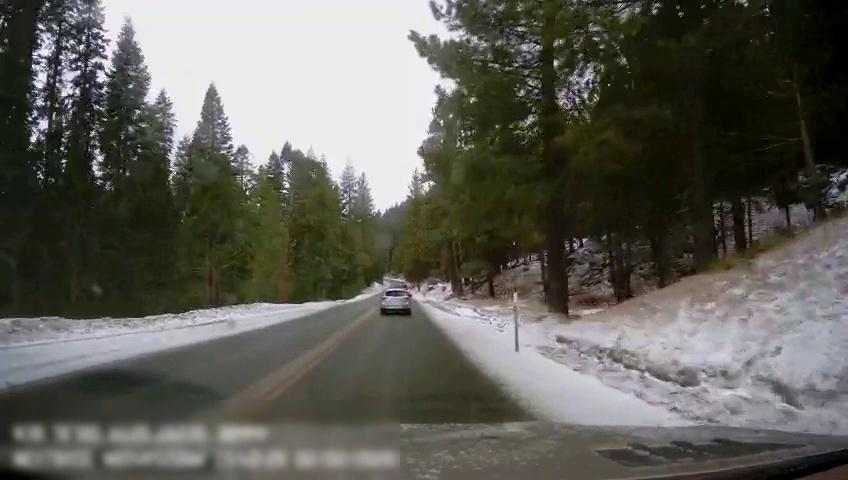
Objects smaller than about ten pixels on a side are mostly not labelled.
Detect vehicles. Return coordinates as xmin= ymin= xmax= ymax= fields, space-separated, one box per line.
xmin=380 ymin=288 xmax=412 ymax=315
xmin=390 ymin=283 xmax=409 ymax=293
